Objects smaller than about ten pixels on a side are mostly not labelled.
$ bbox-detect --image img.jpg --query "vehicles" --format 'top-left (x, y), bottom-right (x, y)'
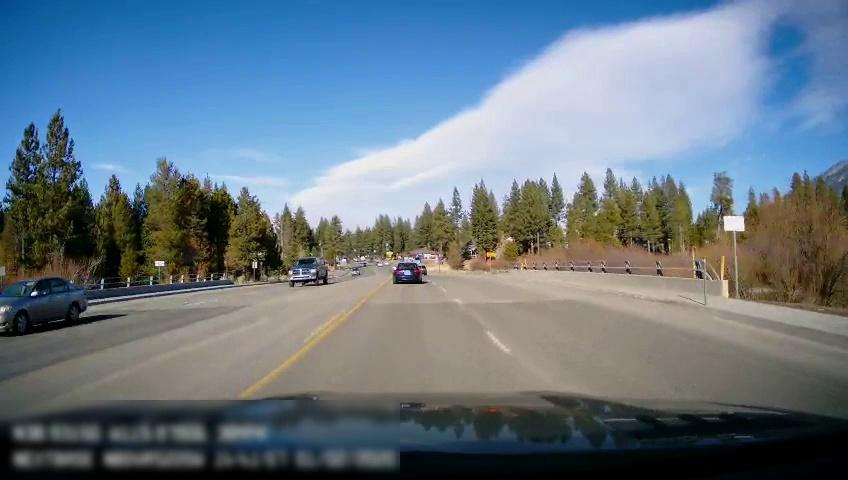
top-left (0, 276), bottom-right (86, 337)
top-left (288, 257), bottom-right (328, 287)
top-left (393, 261), bottom-right (421, 284)
top-left (420, 266), bottom-right (427, 275)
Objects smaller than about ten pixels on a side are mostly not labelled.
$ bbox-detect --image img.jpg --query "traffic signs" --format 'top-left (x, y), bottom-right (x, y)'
top-left (486, 252), bottom-right (497, 257)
